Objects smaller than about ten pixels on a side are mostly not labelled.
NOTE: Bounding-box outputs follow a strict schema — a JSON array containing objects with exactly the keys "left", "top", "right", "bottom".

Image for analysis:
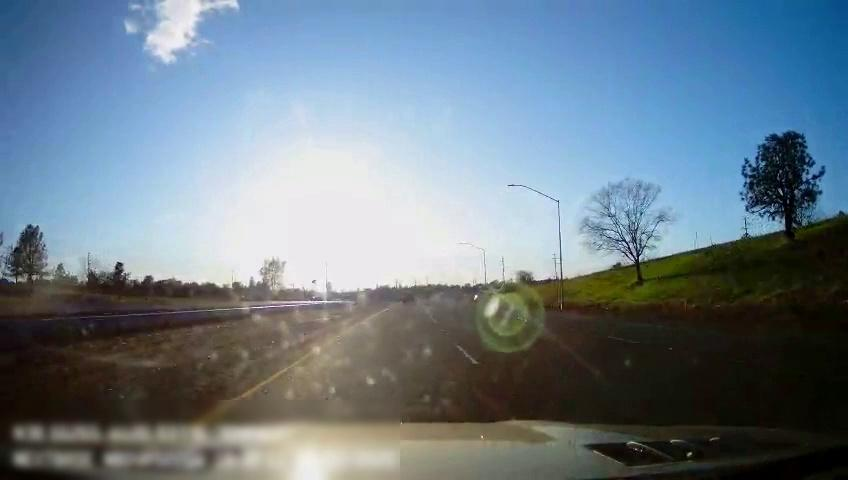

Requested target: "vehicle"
[{"left": 402, "top": 292, "right": 415, "bottom": 304}]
